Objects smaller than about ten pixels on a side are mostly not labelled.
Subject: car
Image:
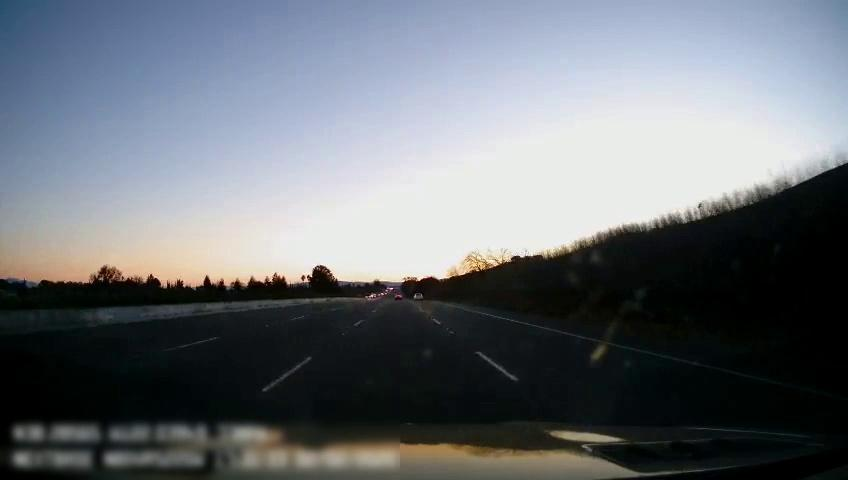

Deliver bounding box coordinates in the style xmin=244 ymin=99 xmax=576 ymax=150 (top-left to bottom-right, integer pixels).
xmin=412 ymin=292 xmax=424 ymax=300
